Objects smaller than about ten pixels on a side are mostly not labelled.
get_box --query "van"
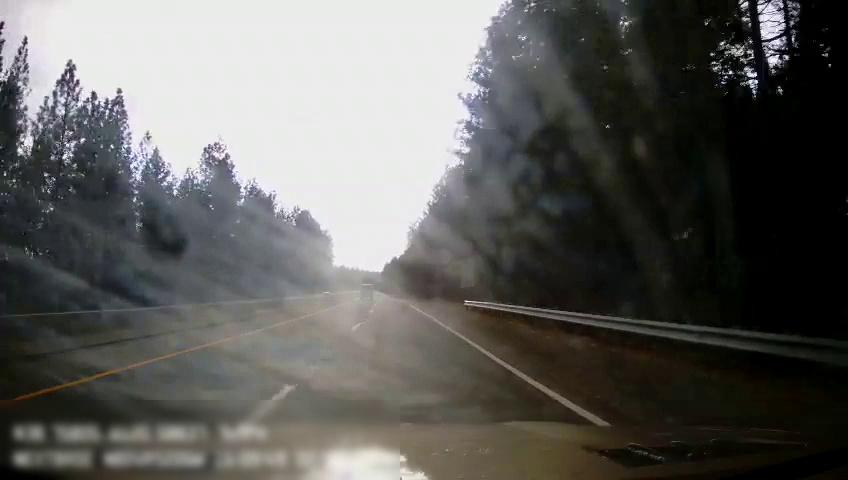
[359,283,375,299]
